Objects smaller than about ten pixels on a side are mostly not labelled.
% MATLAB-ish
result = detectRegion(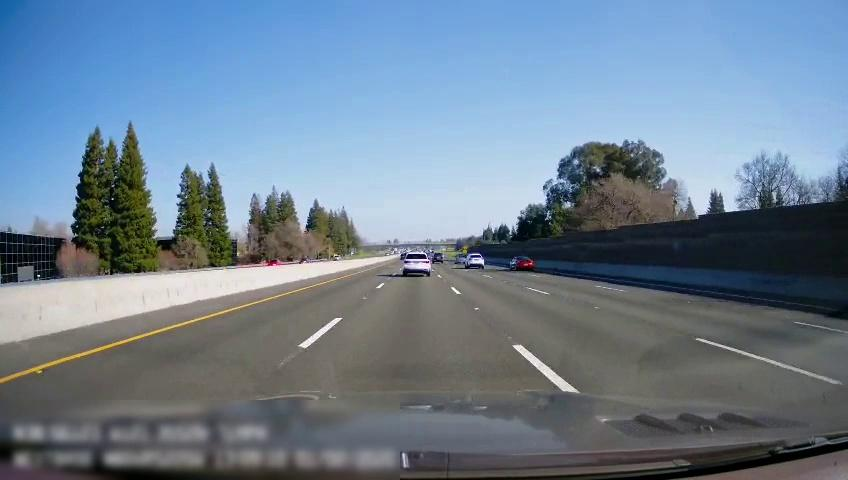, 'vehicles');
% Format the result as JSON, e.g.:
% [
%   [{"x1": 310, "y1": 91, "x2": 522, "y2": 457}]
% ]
[
  {"x1": 430, "y1": 252, "x2": 444, "y2": 264},
  {"x1": 464, "y1": 253, "x2": 486, "y2": 270},
  {"x1": 508, "y1": 255, "x2": 534, "y2": 272},
  {"x1": 452, "y1": 253, "x2": 467, "y2": 265},
  {"x1": 401, "y1": 252, "x2": 432, "y2": 278}
]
